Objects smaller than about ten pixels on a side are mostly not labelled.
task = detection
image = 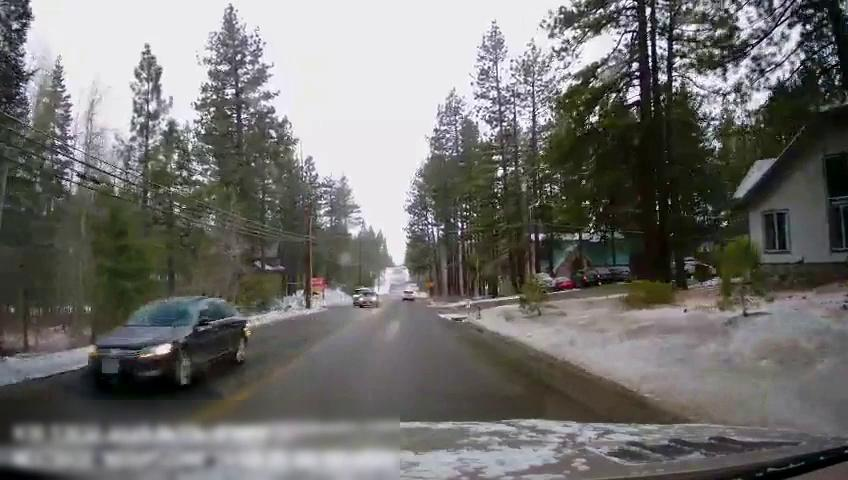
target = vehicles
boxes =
[87,297,248,394]
[350,288,362,306]
[585,264,632,289]
[553,275,577,290]
[358,287,378,308]
[539,273,559,293]
[400,288,417,303]
[672,257,714,281]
